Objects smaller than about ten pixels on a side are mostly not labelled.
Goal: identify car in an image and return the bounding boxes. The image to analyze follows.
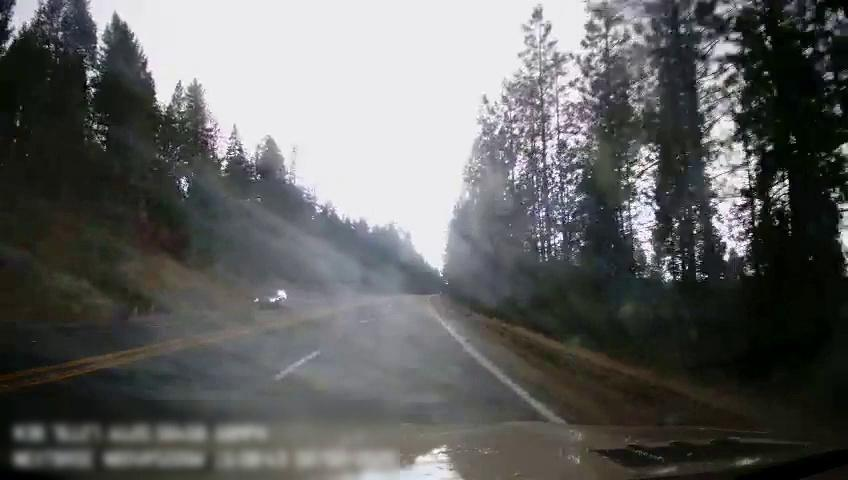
[253,289,288,309]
